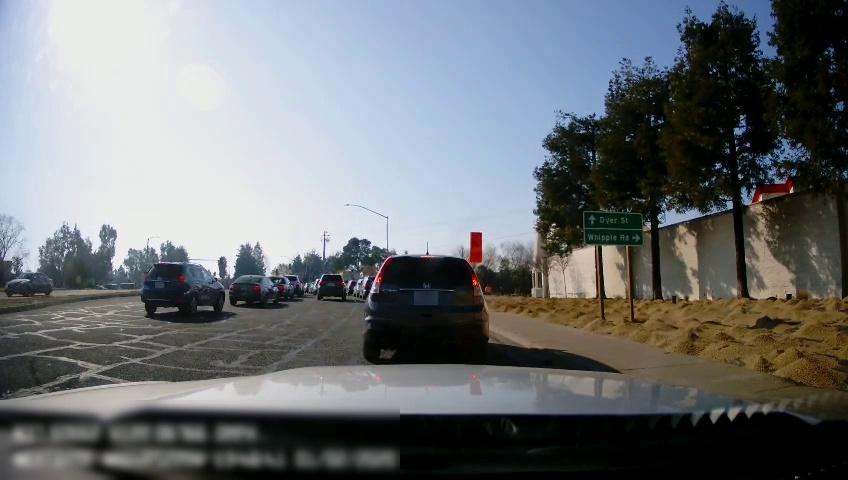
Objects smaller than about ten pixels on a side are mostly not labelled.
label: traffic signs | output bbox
[585,211,647,246]
[470,231,484,264]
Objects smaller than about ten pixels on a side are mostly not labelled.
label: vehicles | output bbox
[229,275,281,309]
[347,279,357,297]
[343,271,358,281]
[352,279,364,297]
[140,261,226,319]
[5,272,52,297]
[267,276,296,301]
[359,277,376,300]
[285,274,304,297]
[363,254,491,365]
[316,273,348,303]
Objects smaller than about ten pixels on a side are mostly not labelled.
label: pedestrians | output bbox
[482,283,491,297]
